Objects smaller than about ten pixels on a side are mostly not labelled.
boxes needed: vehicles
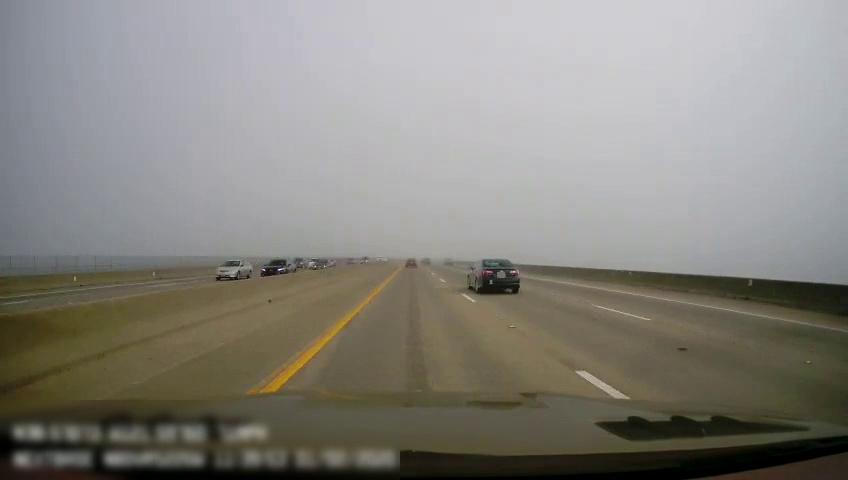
[306,257,322,270]
[405,257,418,268]
[291,257,310,270]
[214,259,253,281]
[465,258,521,294]
[420,256,432,266]
[311,257,337,271]
[260,258,299,279]
[442,258,454,266]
